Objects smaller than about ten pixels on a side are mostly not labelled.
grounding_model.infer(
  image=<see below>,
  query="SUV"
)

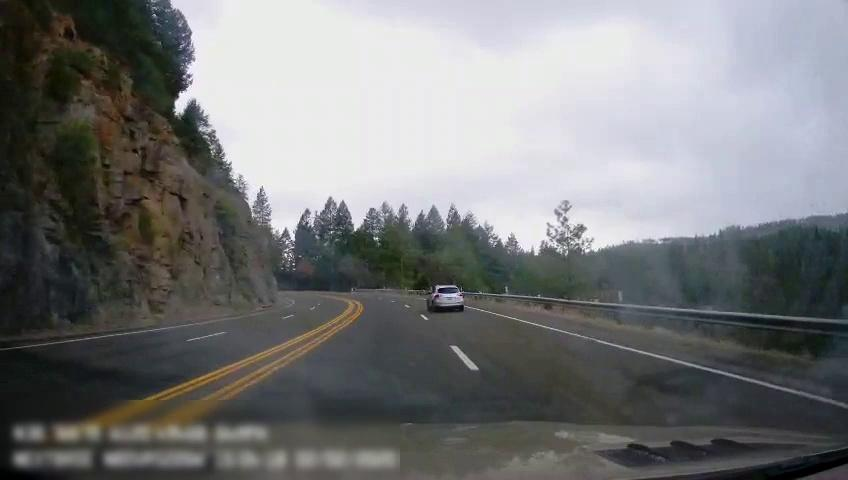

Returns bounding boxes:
[426,285,464,314]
